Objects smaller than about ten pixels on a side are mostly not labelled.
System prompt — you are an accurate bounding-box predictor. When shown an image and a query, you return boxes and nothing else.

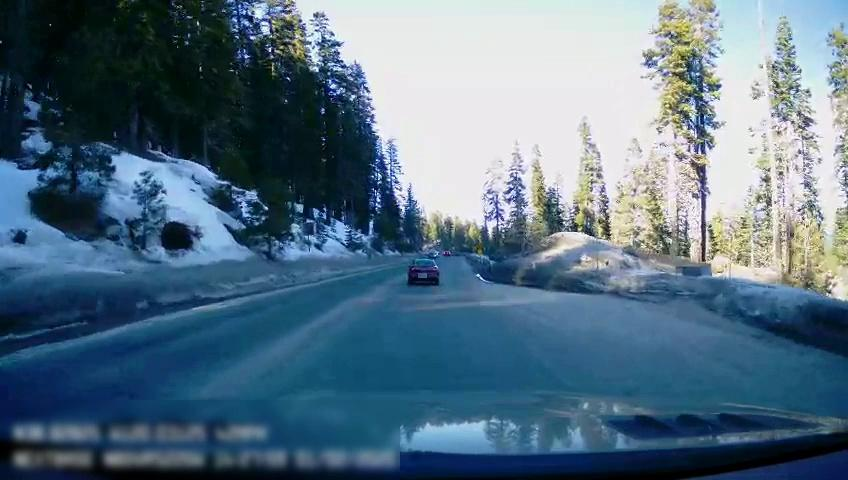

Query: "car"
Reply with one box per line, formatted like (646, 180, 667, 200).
(408, 257, 441, 286)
